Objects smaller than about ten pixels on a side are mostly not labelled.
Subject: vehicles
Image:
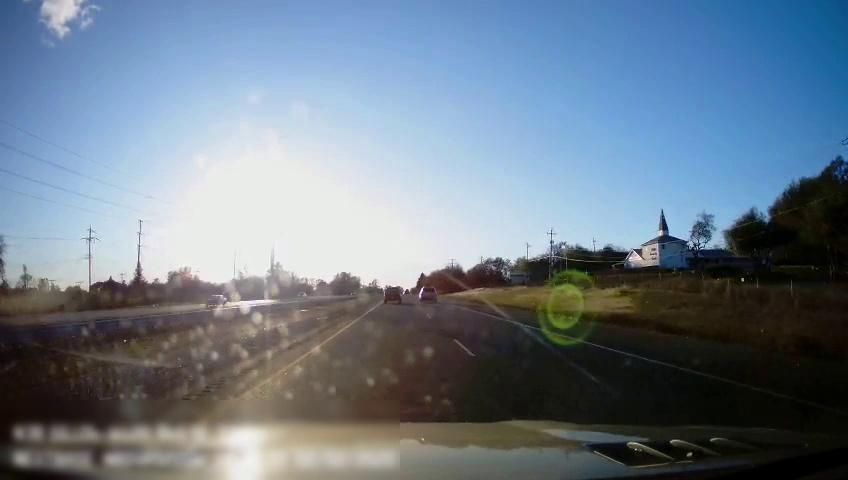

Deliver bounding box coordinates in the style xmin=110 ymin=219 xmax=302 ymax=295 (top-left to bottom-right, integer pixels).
xmin=205 ymin=295 xmax=228 ymax=308
xmin=418 ymin=287 xmax=437 ymax=303
xmin=384 ymin=287 xmax=402 ymax=304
